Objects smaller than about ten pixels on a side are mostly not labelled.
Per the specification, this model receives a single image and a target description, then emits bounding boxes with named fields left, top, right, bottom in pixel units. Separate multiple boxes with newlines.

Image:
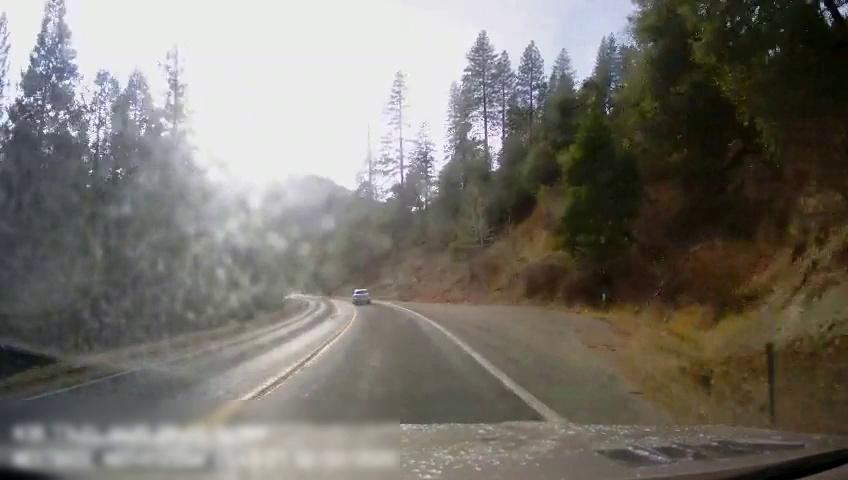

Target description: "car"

left=352, top=288, right=371, bottom=306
